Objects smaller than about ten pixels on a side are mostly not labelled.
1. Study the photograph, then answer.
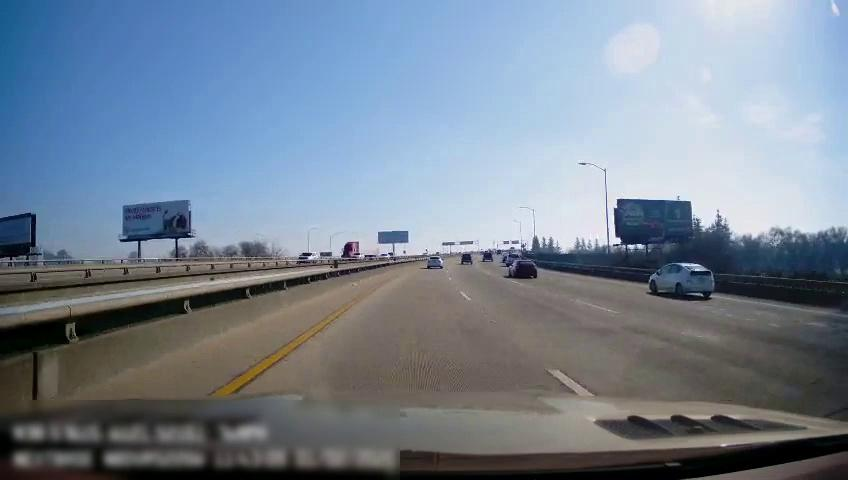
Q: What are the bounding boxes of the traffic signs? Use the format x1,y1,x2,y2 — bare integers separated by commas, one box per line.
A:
458,240,474,246
441,240,456,246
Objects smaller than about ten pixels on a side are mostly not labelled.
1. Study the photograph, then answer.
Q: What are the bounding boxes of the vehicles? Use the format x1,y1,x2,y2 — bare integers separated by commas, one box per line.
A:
297,252,317,263
482,251,494,262
461,254,472,264
505,253,521,266
508,260,538,278
649,262,715,299
427,255,444,270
